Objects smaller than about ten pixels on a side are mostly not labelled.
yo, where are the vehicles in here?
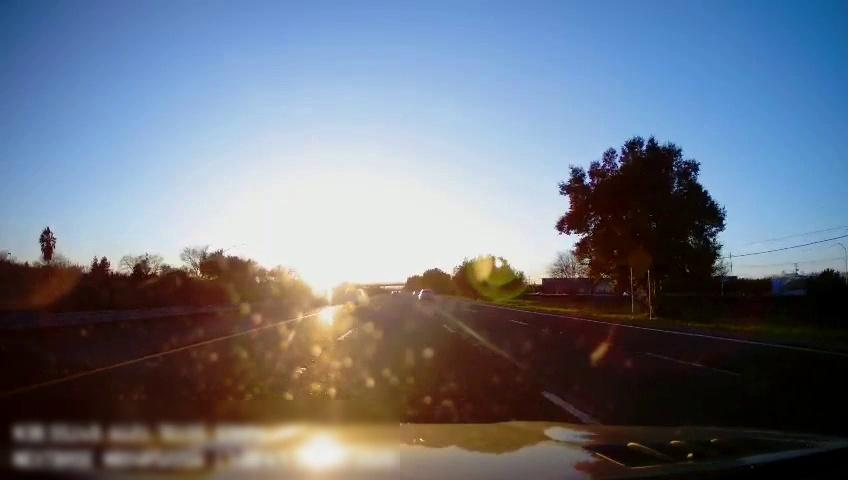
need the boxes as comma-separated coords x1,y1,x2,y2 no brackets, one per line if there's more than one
341,289,368,312
418,288,435,302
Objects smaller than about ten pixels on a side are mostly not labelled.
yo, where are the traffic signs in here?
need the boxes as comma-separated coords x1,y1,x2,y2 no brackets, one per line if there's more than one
628,243,656,278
